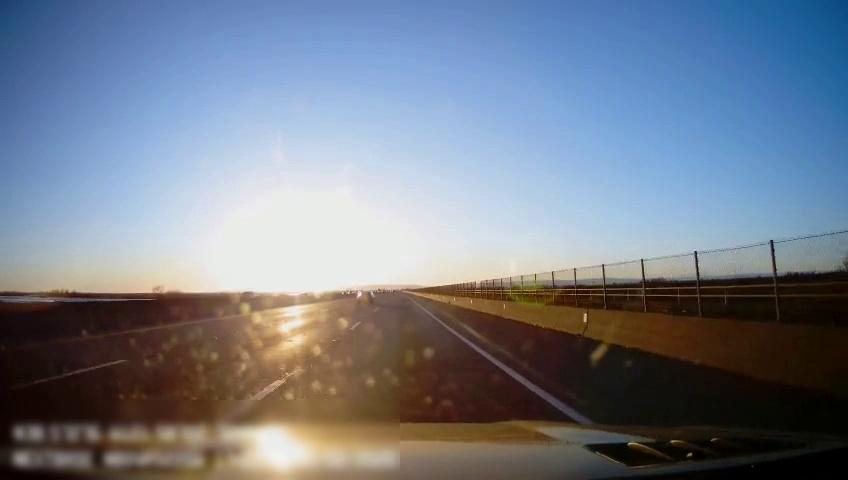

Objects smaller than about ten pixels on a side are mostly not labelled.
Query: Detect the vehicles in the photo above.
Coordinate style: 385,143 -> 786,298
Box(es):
239,291 -> 256,300
356,290 -> 375,304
